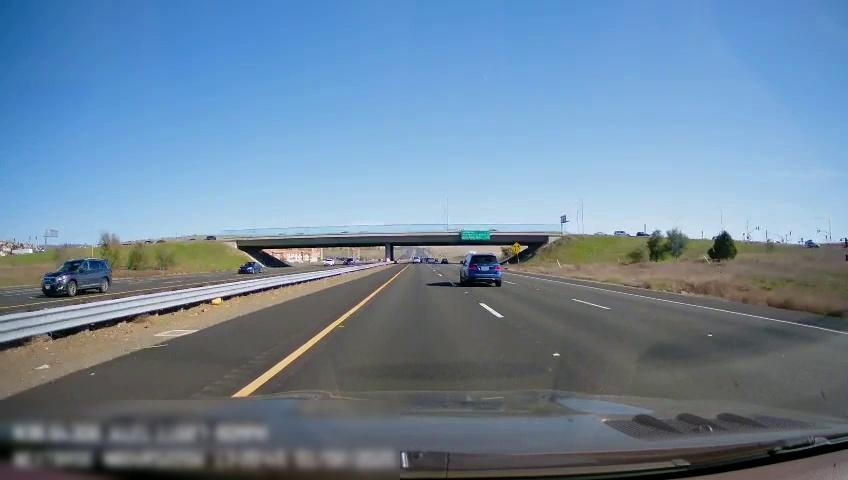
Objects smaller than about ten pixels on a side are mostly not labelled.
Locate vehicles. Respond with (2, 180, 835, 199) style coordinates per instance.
(459, 253, 502, 287)
(636, 231, 648, 236)
(323, 258, 336, 267)
(614, 230, 628, 235)
(344, 257, 355, 265)
(39, 258, 112, 298)
(238, 261, 263, 275)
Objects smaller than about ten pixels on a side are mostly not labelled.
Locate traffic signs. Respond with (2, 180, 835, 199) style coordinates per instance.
(511, 240, 523, 254)
(461, 229, 490, 240)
